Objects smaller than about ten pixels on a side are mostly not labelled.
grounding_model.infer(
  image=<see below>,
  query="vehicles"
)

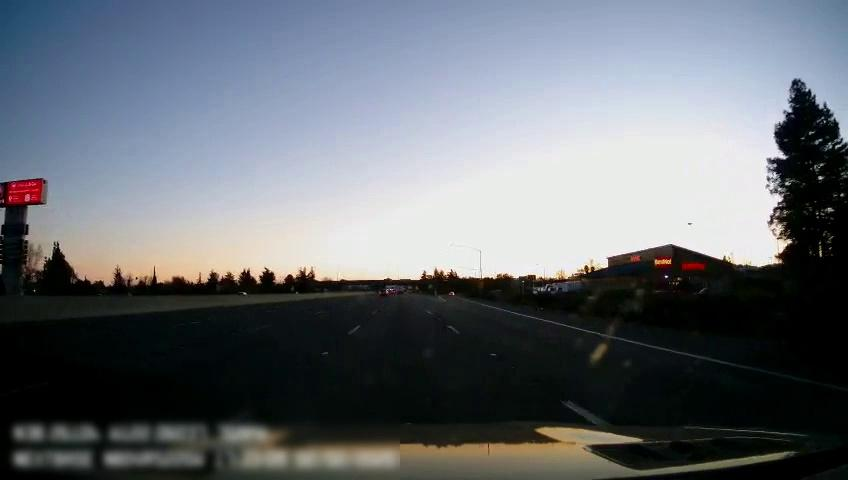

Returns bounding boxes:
[553,283,583,296]
[235,292,248,297]
[546,283,563,296]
